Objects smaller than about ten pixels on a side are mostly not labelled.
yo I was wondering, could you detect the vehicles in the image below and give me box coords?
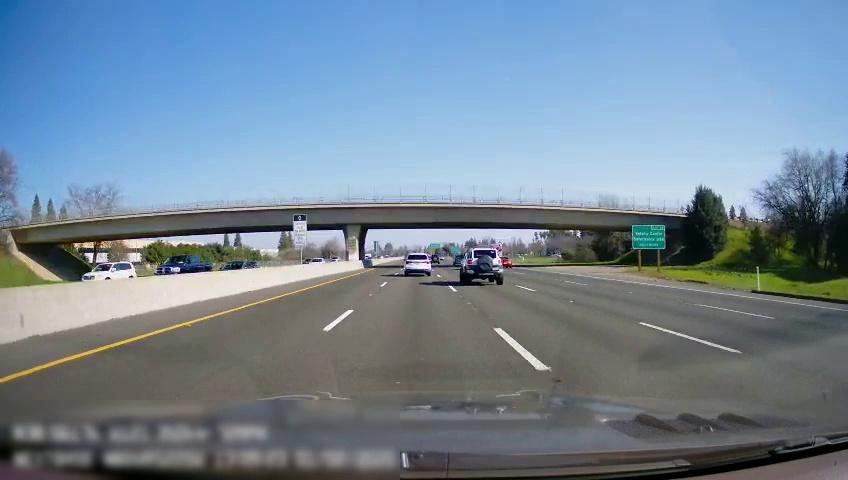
[404,251,433,277]
[498,256,513,269]
[308,258,326,265]
[430,255,442,264]
[458,248,504,286]
[220,261,257,272]
[156,255,203,275]
[81,262,137,282]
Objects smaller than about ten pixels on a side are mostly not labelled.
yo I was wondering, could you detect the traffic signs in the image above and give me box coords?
[430,243,441,249]
[632,225,666,251]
